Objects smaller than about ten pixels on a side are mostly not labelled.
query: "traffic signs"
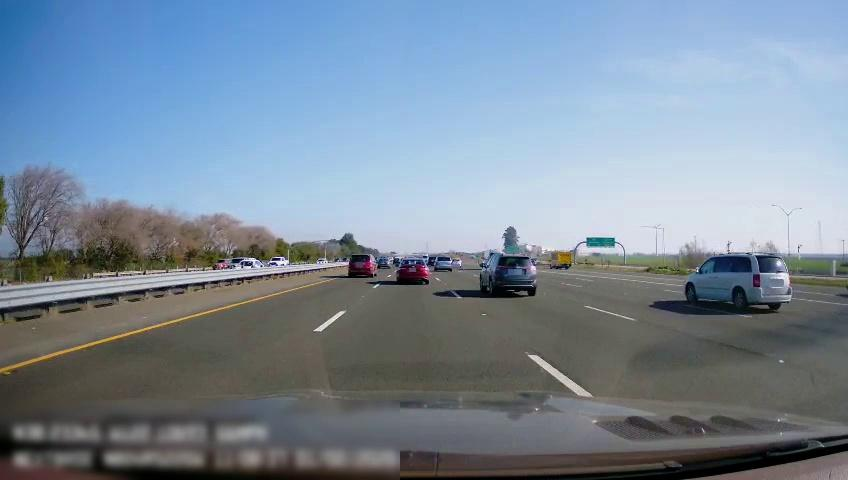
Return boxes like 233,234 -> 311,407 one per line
325,242 -> 337,249
504,246 -> 521,253
586,236 -> 616,248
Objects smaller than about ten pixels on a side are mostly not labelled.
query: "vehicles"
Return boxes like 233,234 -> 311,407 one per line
452,259 -> 462,268
212,257 -> 233,270
549,251 -> 573,271
226,257 -> 249,270
267,256 -> 290,267
316,256 -> 330,263
683,252 -> 793,312
478,252 -> 538,297
377,258 -> 391,269
434,256 -> 453,273
237,258 -> 264,270
348,254 -> 379,279
394,259 -> 431,285
426,256 -> 436,267
480,249 -> 503,264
